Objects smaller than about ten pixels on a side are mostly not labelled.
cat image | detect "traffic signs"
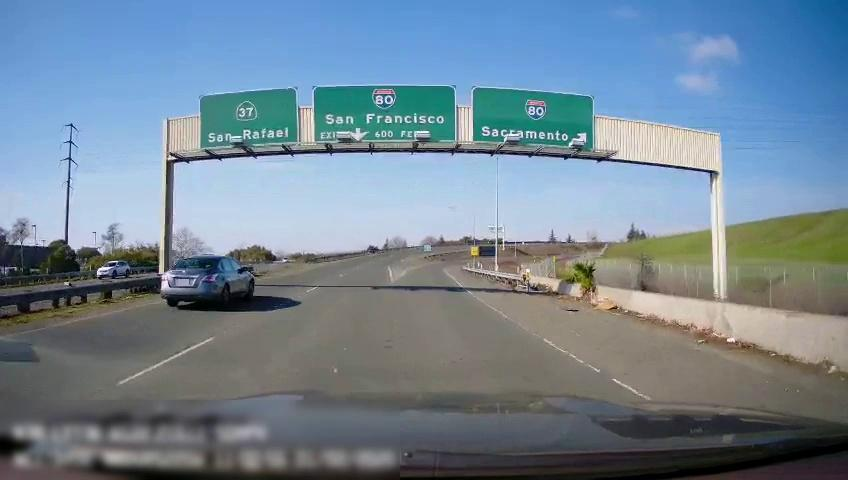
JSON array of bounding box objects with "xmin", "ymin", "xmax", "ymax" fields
[
  {"xmin": 469, "ymin": 85, "xmax": 596, "ymax": 154},
  {"xmin": 197, "ymin": 85, "xmax": 301, "ymax": 152},
  {"xmin": 487, "ymin": 224, "xmax": 505, "ymax": 234},
  {"xmin": 470, "ymin": 246, "xmax": 480, "ymax": 257},
  {"xmin": 310, "ymin": 83, "xmax": 461, "ymax": 145}
]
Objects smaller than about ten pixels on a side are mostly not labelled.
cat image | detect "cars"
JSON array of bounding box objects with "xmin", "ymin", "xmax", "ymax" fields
[{"xmin": 158, "ymin": 254, "xmax": 257, "ymax": 308}]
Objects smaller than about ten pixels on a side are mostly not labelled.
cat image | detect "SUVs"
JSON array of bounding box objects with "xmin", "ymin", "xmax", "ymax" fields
[{"xmin": 96, "ymin": 260, "xmax": 131, "ymax": 280}]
